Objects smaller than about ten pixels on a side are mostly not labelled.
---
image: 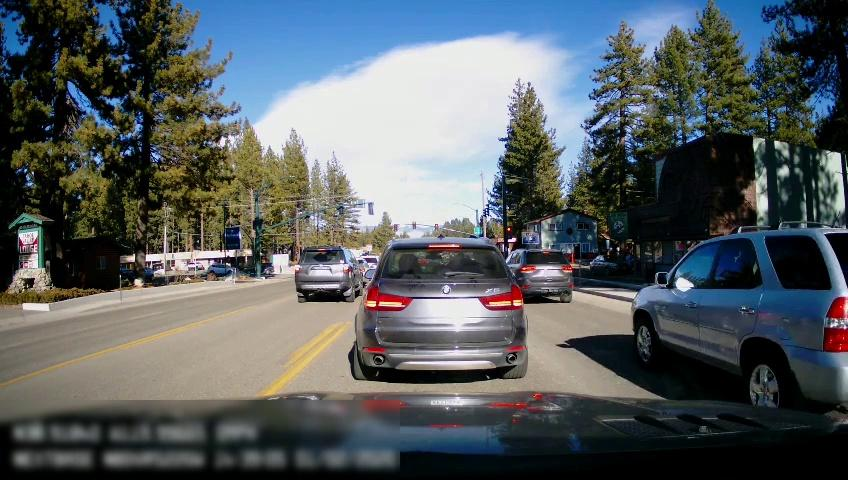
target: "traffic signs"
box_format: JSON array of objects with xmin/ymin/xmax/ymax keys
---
[{"xmin": 473, "ymin": 227, "xmax": 483, "ymax": 237}]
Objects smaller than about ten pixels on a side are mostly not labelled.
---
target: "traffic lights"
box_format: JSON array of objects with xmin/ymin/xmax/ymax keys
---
[
  {"xmin": 484, "ymin": 203, "xmax": 490, "ymax": 217},
  {"xmin": 507, "ymin": 227, "xmax": 513, "ymax": 239},
  {"xmin": 368, "ymin": 202, "xmax": 374, "ymax": 215},
  {"xmin": 338, "ymin": 204, "xmax": 343, "ymax": 215}
]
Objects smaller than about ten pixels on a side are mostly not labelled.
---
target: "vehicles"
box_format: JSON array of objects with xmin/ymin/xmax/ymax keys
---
[
  {"xmin": 591, "ymin": 253, "xmax": 627, "ymax": 272},
  {"xmin": 295, "ymin": 247, "xmax": 363, "ymax": 302},
  {"xmin": 187, "ymin": 261, "xmax": 204, "ymax": 271},
  {"xmin": 360, "ymin": 255, "xmax": 379, "ymax": 267},
  {"xmin": 354, "ymin": 237, "xmax": 527, "ymax": 379},
  {"xmin": 506, "ymin": 248, "xmax": 575, "ymax": 305},
  {"xmin": 631, "ymin": 221, "xmax": 848, "ymax": 416},
  {"xmin": 209, "ymin": 263, "xmax": 234, "ymax": 276},
  {"xmin": 146, "ymin": 265, "xmax": 173, "ymax": 277},
  {"xmin": 119, "ymin": 266, "xmax": 129, "ymax": 281},
  {"xmin": 360, "ymin": 260, "xmax": 370, "ymax": 286}
]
